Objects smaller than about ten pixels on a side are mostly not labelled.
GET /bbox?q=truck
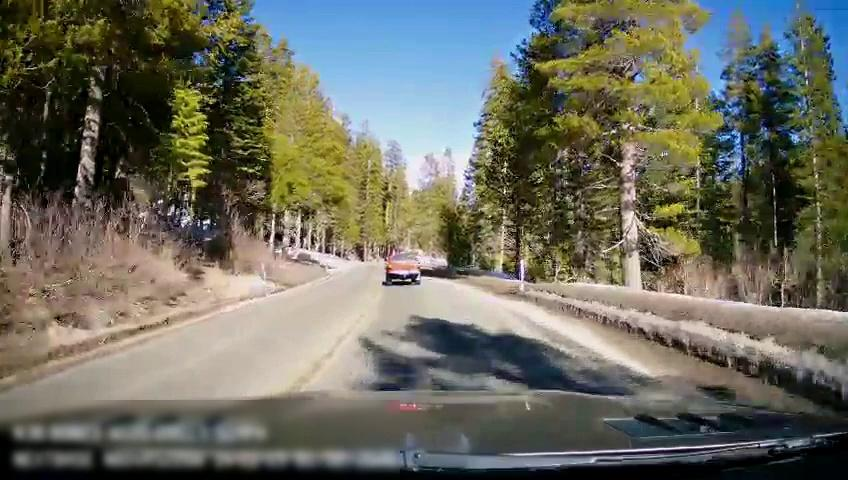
[384,253,421,285]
